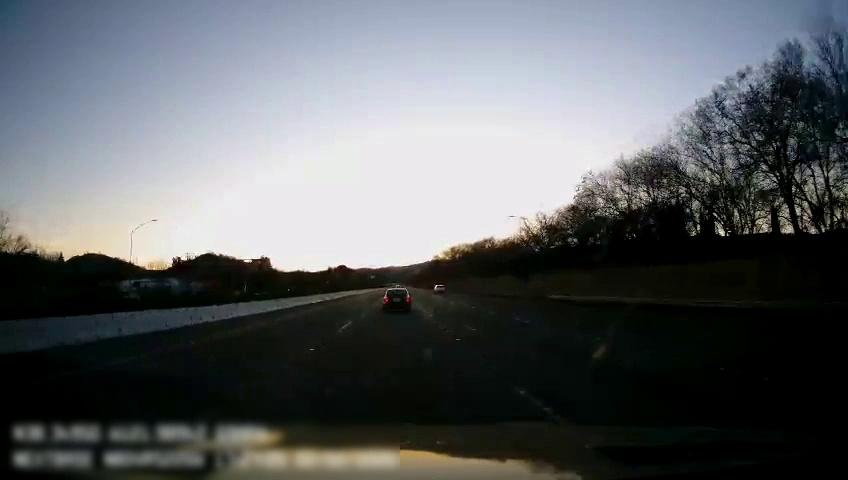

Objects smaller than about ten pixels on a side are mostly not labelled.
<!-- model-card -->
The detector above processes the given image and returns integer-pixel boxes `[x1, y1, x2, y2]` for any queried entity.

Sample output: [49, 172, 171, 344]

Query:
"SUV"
[433, 285, 446, 294]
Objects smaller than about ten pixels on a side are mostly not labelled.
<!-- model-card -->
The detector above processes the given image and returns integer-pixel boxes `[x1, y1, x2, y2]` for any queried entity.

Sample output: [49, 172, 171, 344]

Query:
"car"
[383, 288, 411, 311]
